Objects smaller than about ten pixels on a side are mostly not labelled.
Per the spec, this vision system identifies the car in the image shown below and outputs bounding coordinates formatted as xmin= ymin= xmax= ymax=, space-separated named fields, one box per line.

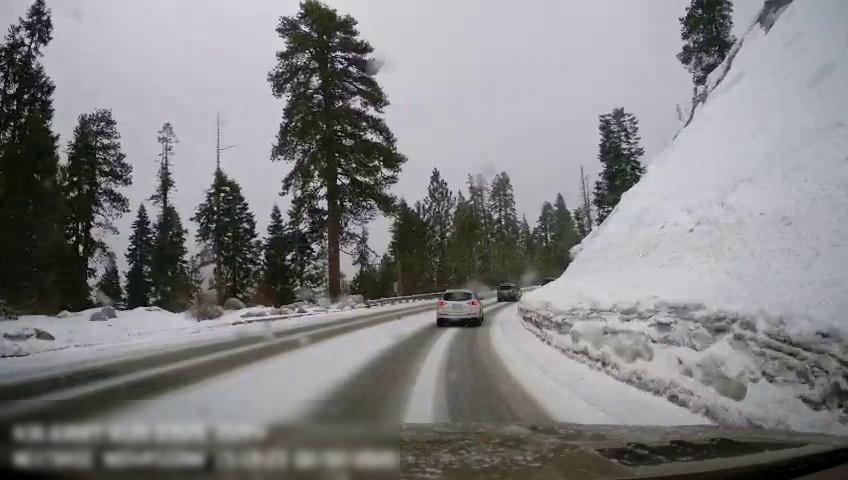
xmin=497 ymin=283 xmax=522 ymax=302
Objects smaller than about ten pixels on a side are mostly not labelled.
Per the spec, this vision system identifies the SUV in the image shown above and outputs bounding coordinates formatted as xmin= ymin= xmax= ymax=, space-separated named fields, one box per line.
xmin=436 ymin=288 xmax=484 ymax=327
